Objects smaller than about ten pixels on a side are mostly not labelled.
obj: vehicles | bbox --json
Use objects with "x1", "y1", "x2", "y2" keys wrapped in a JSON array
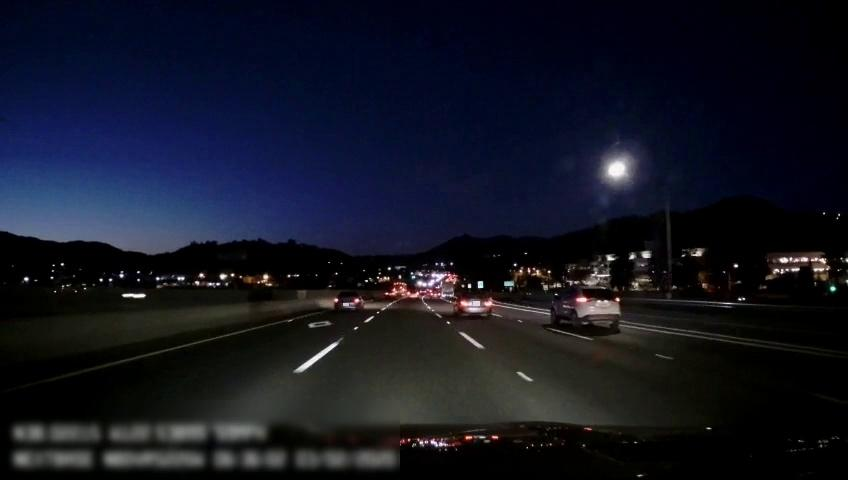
[
  {"x1": 330, "y1": 287, "x2": 369, "y2": 318},
  {"x1": 393, "y1": 282, "x2": 407, "y2": 298},
  {"x1": 550, "y1": 286, "x2": 621, "y2": 333},
  {"x1": 454, "y1": 291, "x2": 493, "y2": 320},
  {"x1": 408, "y1": 287, "x2": 422, "y2": 299},
  {"x1": 386, "y1": 289, "x2": 401, "y2": 300}
]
